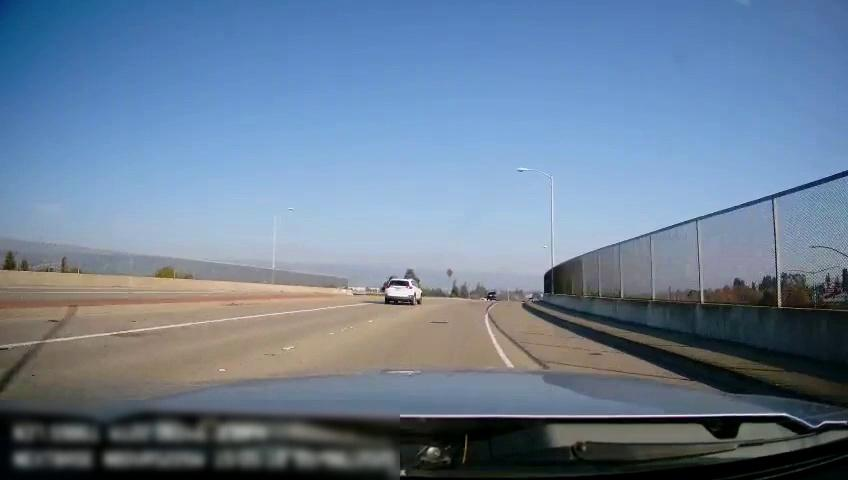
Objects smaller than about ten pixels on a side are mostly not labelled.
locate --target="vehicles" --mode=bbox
[486,291,498,301]
[383,278,424,305]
